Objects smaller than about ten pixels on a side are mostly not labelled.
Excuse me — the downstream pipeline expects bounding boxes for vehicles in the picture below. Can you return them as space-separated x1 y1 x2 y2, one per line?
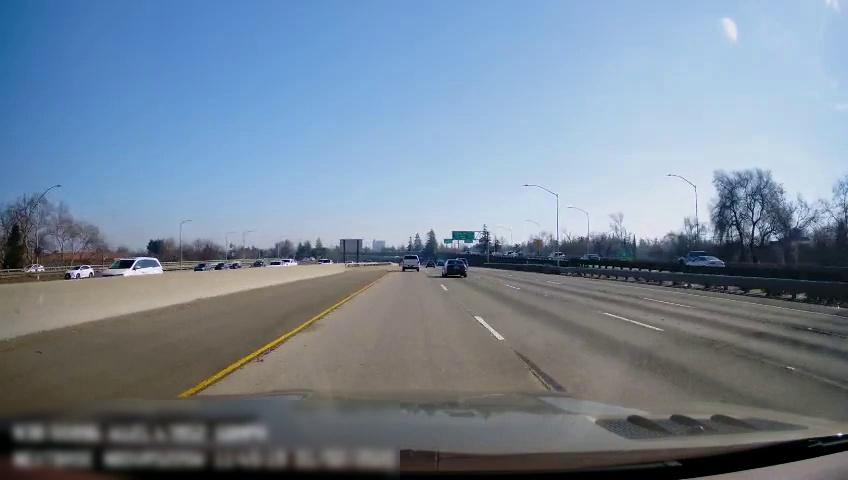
322 259 334 265
401 254 421 273
685 255 727 268
457 257 468 267
214 262 229 271
268 261 284 267
21 263 45 273
550 251 567 260
100 256 164 278
253 259 266 267
442 257 468 278
63 265 95 280
229 263 242 270
583 252 600 260
279 258 298 266
193 263 213 272
317 258 329 265
679 250 709 268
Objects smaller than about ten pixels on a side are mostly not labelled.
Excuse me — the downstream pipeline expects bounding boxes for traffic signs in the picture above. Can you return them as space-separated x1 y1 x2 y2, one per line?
451 230 475 240
339 238 363 256
616 250 635 261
